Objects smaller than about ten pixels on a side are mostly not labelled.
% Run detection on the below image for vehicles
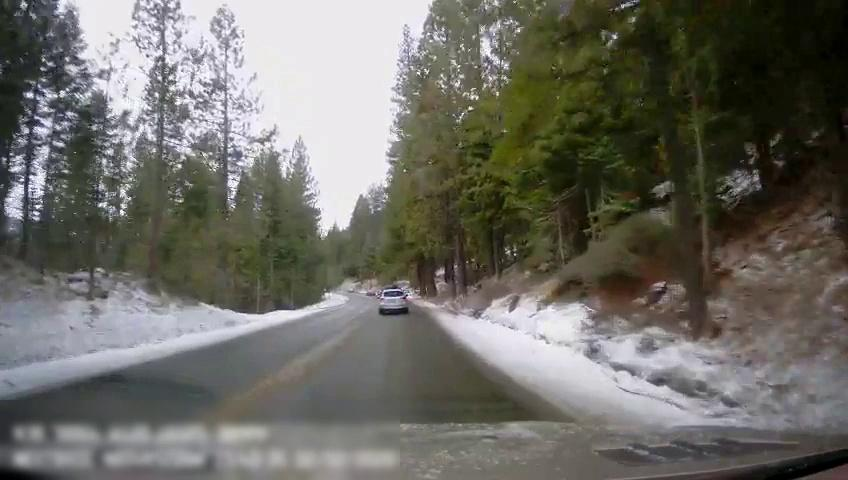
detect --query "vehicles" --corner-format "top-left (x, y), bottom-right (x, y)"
top-left (384, 286), bottom-right (402, 290)
top-left (379, 289), bottom-right (409, 314)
